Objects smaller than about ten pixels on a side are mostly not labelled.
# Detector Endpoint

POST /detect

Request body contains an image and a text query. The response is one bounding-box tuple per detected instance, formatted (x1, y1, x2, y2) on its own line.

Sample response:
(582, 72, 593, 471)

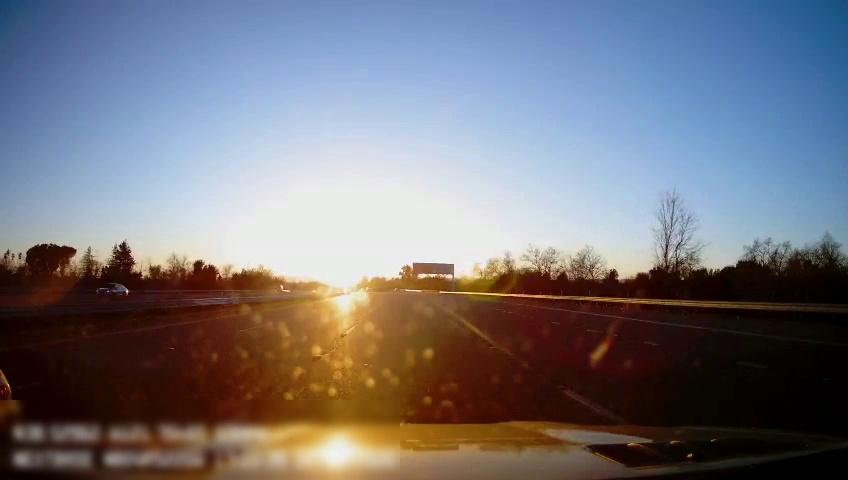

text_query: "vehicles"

(0, 369, 20, 444)
(271, 284, 284, 294)
(96, 283, 129, 299)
